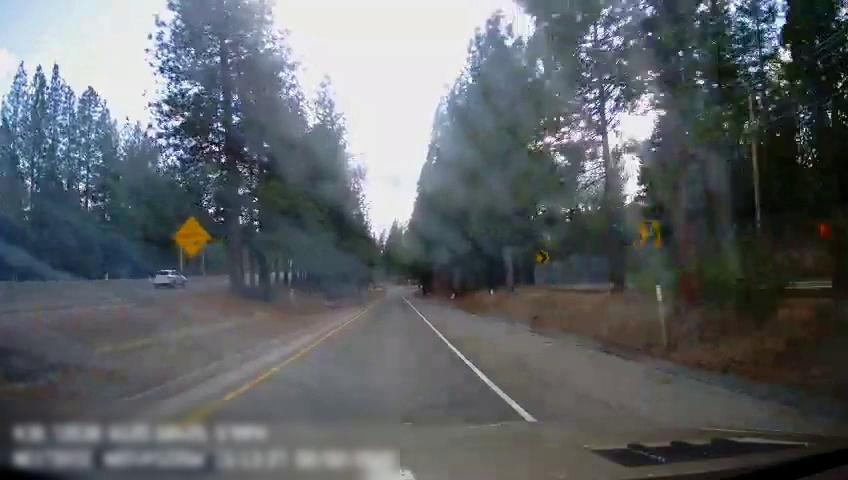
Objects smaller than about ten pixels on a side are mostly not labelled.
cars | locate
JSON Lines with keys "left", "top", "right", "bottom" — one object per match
{"left": 153, "top": 269, "right": 187, "bottom": 289}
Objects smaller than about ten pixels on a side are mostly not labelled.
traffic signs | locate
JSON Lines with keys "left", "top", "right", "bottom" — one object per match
{"left": 632, "top": 219, "right": 667, "bottom": 252}
{"left": 533, "top": 248, "right": 551, "bottom": 264}
{"left": 171, "top": 215, "right": 214, "bottom": 261}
